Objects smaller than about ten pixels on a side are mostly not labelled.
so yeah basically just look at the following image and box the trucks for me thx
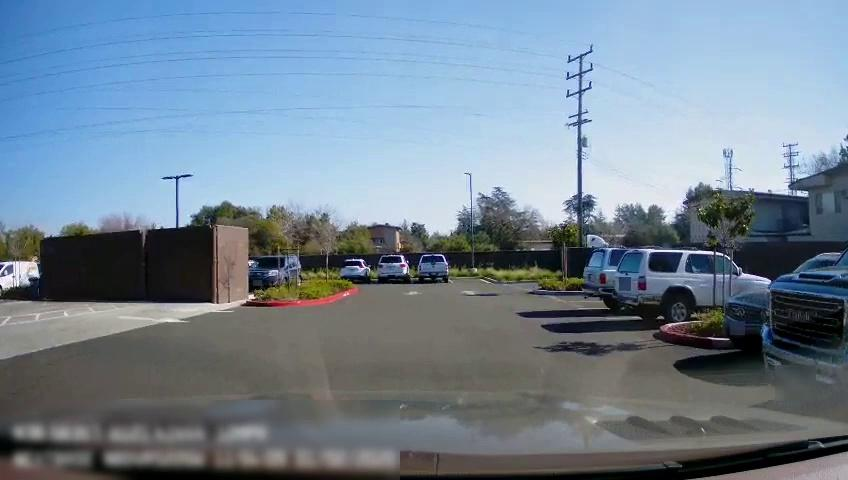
[417,254,449,282]
[760,249,848,402]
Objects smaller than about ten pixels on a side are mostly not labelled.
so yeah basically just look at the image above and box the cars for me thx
[724,253,845,350]
[341,258,372,283]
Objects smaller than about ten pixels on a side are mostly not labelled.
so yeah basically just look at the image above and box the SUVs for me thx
[615,249,775,324]
[248,255,303,293]
[584,248,628,311]
[376,254,410,284]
